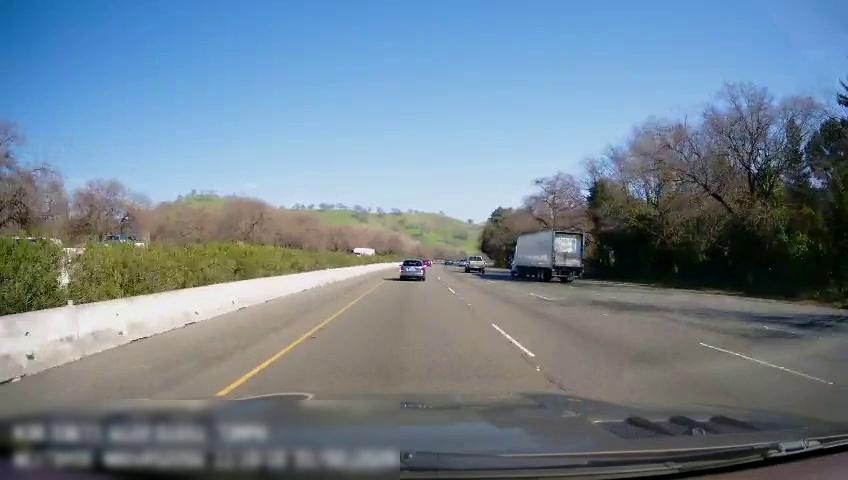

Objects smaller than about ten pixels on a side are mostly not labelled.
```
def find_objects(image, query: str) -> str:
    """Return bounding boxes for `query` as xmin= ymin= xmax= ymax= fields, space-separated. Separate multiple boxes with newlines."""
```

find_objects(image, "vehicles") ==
xmin=100 ymin=234 xmax=145 ymax=249
xmin=464 ymin=255 xmax=485 ymax=273
xmin=400 ymin=259 xmax=426 ymax=281
xmin=13 ymin=235 xmax=64 ymax=248
xmin=351 ymin=247 xmax=376 ymax=257
xmin=509 ymin=230 xmax=585 ymax=284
